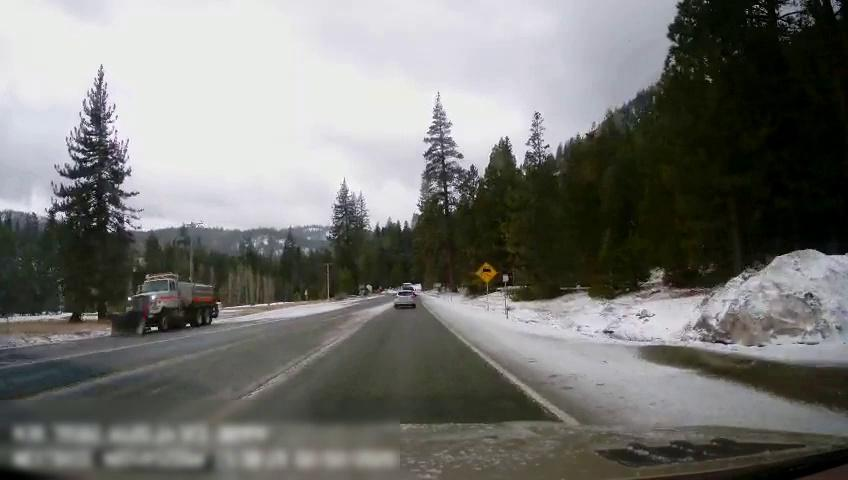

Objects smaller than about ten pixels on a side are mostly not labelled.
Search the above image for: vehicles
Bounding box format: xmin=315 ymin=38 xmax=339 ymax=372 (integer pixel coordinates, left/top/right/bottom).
xmin=402 ymin=286 xmax=415 ymax=294
xmin=394 ymin=290 xmax=416 ymax=309
xmin=109 ymin=273 xmax=219 ymax=337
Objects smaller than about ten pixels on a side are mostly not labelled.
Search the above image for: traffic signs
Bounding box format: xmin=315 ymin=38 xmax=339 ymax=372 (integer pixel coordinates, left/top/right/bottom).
xmin=476 ymin=262 xmax=497 ymax=282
